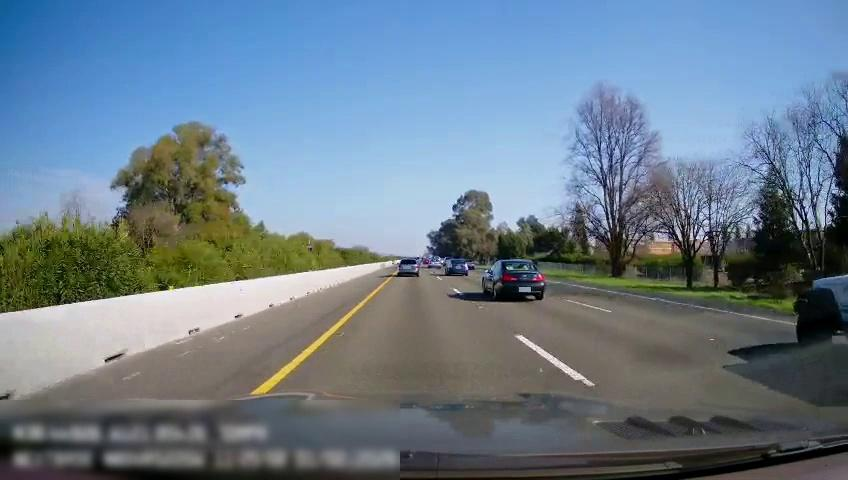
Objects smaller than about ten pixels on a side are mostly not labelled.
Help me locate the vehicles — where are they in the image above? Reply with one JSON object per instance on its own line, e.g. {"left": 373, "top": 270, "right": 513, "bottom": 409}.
{"left": 443, "top": 258, "right": 470, "bottom": 276}
{"left": 428, "top": 259, "right": 441, "bottom": 270}
{"left": 480, "top": 260, "right": 544, "bottom": 302}
{"left": 465, "top": 259, "right": 476, "bottom": 270}
{"left": 793, "top": 273, "right": 848, "bottom": 357}
{"left": 397, "top": 258, "right": 421, "bottom": 277}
